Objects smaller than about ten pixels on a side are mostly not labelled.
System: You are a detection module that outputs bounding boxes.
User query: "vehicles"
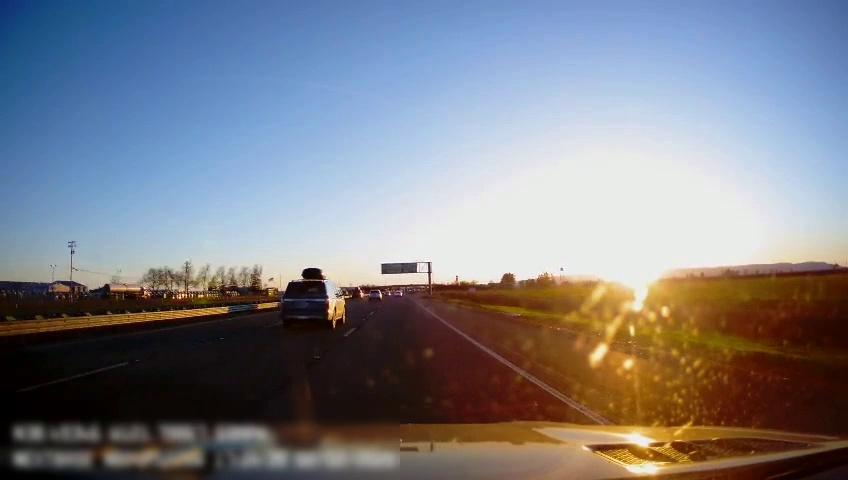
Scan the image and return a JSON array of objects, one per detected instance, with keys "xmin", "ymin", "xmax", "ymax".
[
  {"xmin": 368, "ymin": 290, "xmax": 382, "ymax": 302},
  {"xmin": 350, "ymin": 286, "xmax": 363, "ymax": 301},
  {"xmin": 278, "ymin": 268, "xmax": 347, "ymax": 333}
]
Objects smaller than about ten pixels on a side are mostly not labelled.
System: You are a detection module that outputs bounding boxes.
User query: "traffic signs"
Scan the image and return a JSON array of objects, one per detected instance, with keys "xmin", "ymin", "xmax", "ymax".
[{"xmin": 380, "ymin": 263, "xmax": 417, "ymax": 274}]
